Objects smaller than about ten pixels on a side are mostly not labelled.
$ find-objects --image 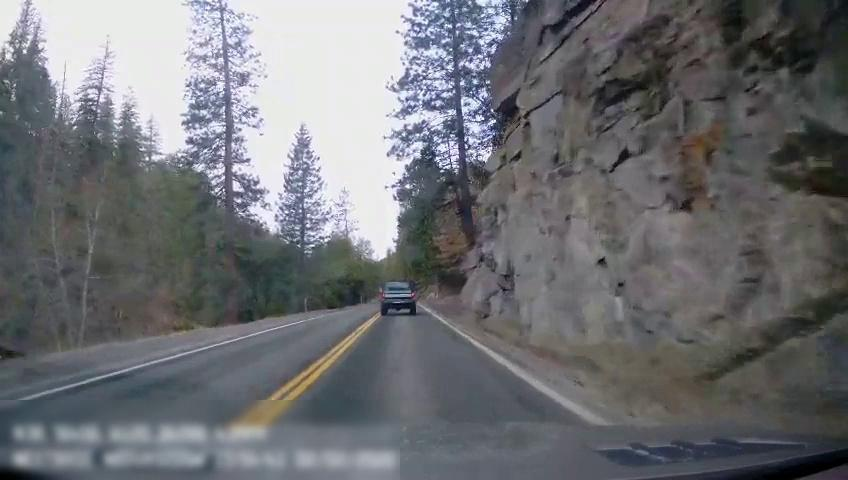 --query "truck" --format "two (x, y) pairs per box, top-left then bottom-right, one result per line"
(380, 281), (417, 317)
